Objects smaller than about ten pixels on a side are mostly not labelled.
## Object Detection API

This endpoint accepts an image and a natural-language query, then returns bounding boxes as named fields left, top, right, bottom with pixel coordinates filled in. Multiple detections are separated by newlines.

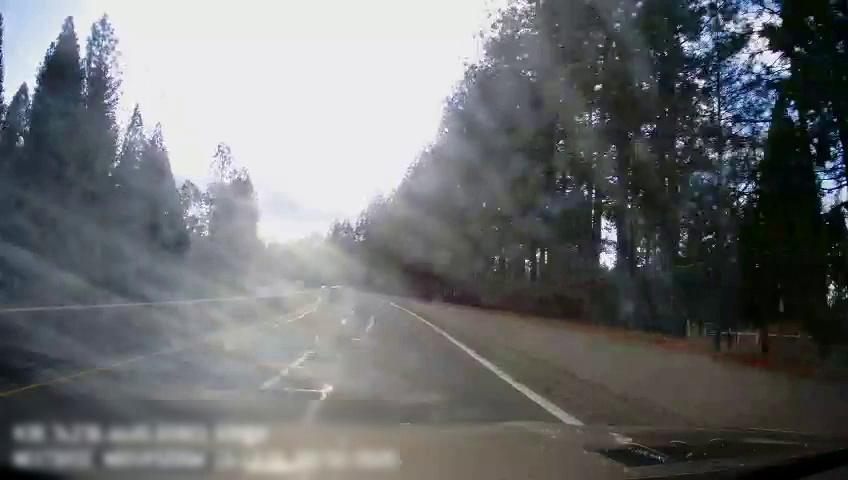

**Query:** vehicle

left=327, top=286, right=345, bottom=302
